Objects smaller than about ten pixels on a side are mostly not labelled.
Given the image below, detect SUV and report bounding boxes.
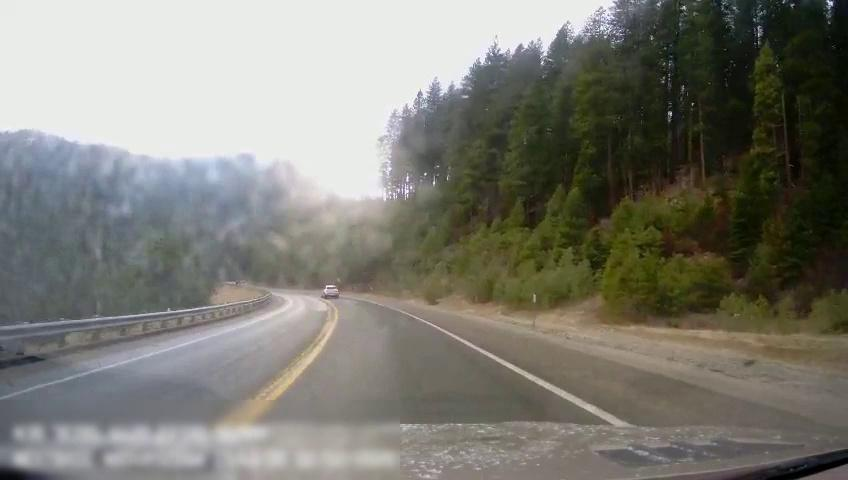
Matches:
[320,284,340,299]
